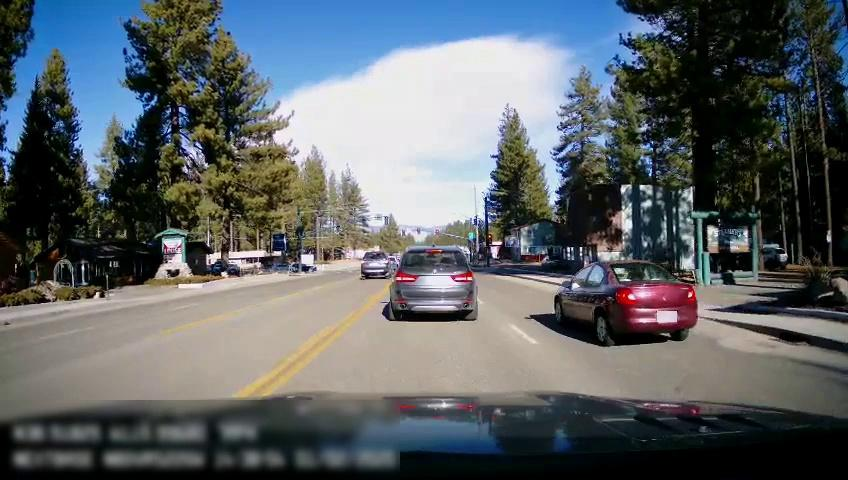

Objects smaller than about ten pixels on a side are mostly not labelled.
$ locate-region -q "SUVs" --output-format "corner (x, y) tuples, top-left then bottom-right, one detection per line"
(758, 243), (789, 270)
(361, 251), (391, 279)
(389, 248), (476, 323)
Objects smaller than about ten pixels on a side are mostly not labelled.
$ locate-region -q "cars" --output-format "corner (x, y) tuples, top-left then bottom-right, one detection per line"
(552, 259), (698, 348)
